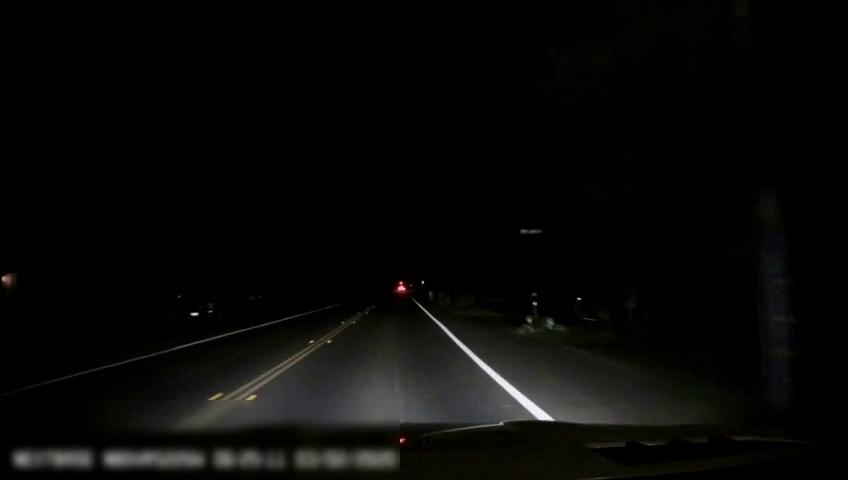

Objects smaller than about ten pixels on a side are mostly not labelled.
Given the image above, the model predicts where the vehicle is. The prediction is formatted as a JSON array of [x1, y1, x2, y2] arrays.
[[188, 295, 228, 324]]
